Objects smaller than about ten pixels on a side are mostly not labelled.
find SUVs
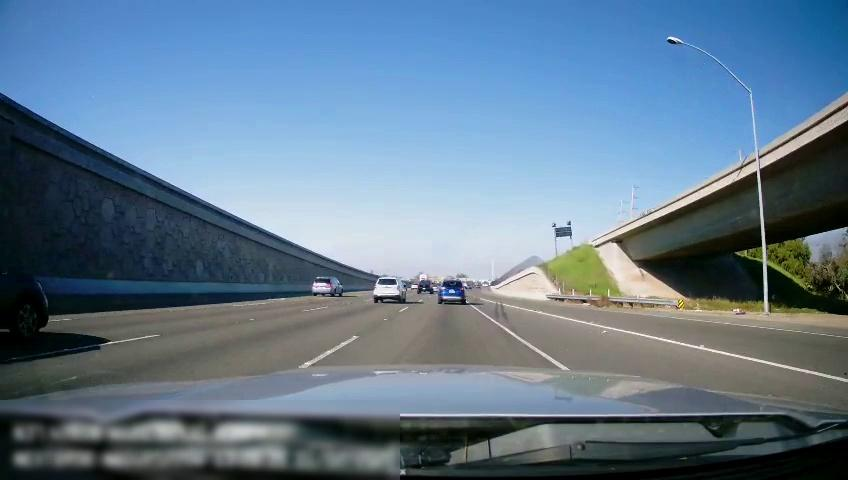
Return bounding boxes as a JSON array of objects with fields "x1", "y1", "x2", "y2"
[
  {"x1": 437, "y1": 279, "x2": 468, "y2": 305},
  {"x1": 373, "y1": 276, "x2": 407, "y2": 304},
  {"x1": 0, "y1": 262, "x2": 49, "y2": 343},
  {"x1": 417, "y1": 279, "x2": 434, "y2": 295}
]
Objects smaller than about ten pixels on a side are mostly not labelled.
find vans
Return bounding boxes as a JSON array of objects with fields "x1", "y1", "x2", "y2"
[{"x1": 311, "y1": 276, "x2": 345, "y2": 297}]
